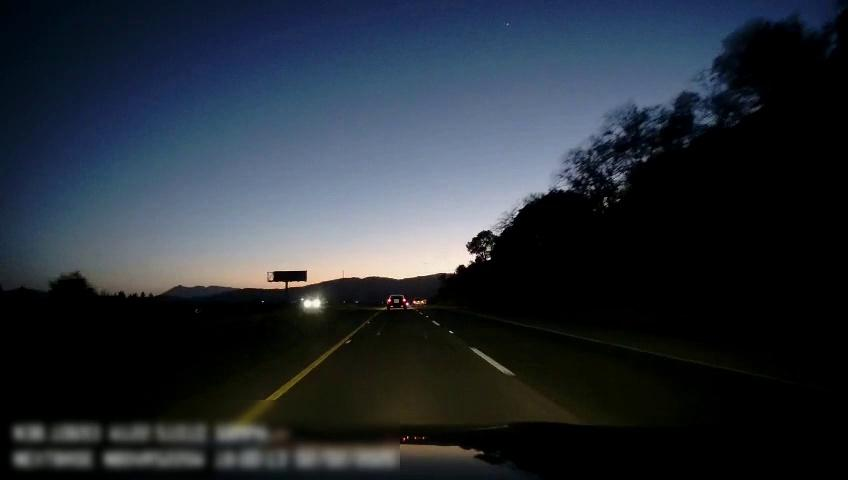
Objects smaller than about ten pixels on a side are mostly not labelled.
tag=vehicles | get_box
[412,298,425,308]
[301,295,324,311]
[387,294,406,309]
